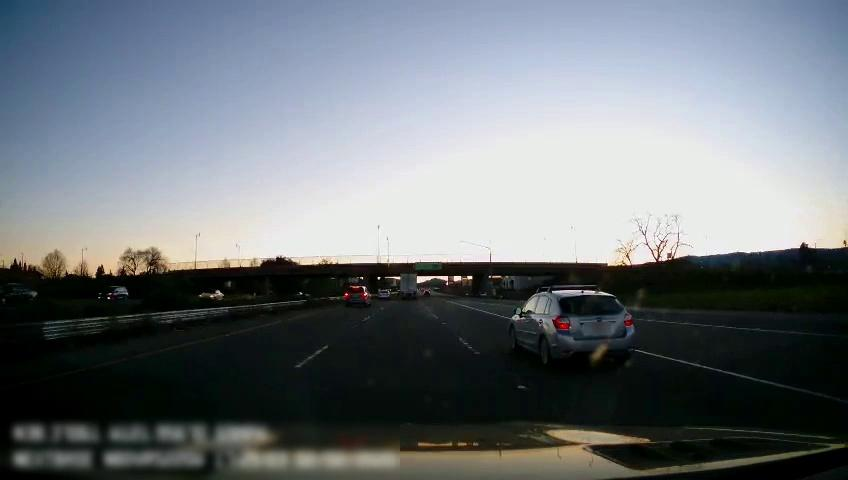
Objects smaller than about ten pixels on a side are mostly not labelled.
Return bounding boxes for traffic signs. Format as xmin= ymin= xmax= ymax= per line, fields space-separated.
xmin=415 ymin=262 xmax=443 ymax=272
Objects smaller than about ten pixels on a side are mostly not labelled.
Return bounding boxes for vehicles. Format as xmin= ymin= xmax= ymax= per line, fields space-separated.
xmin=344 ymin=286 xmax=371 ymax=308
xmin=199 ymin=289 xmax=225 ymax=303
xmin=400 ymin=274 xmax=417 ymax=299
xmin=0 ymin=282 xmax=37 ymax=305
xmin=508 ymin=290 xmax=636 ymax=370
xmin=98 ymin=285 xmax=129 ymax=302
xmin=378 ymin=290 xmax=390 ymax=300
